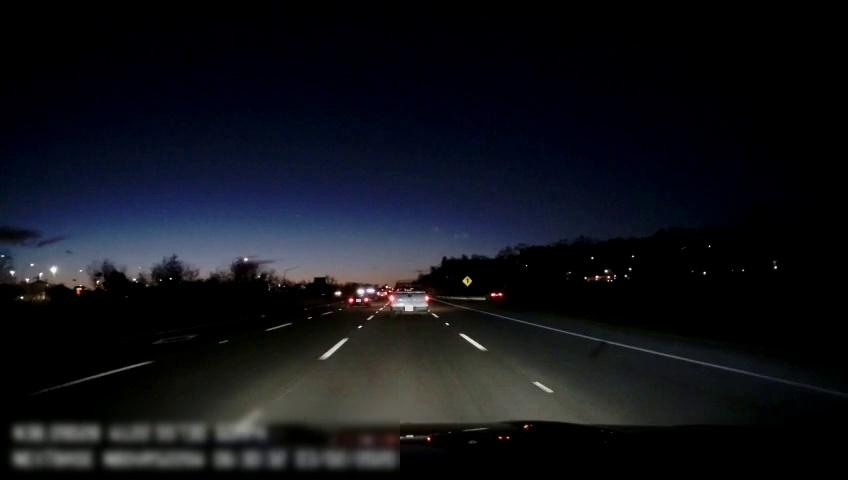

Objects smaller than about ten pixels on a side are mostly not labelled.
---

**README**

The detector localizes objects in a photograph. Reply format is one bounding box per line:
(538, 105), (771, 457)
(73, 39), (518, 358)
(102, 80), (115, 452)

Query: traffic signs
(462, 275), (473, 287)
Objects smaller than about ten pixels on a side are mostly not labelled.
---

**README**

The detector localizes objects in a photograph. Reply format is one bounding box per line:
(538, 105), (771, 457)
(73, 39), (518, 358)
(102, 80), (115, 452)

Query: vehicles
(345, 291), (375, 315)
(386, 283), (430, 317)
(484, 290), (504, 302)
